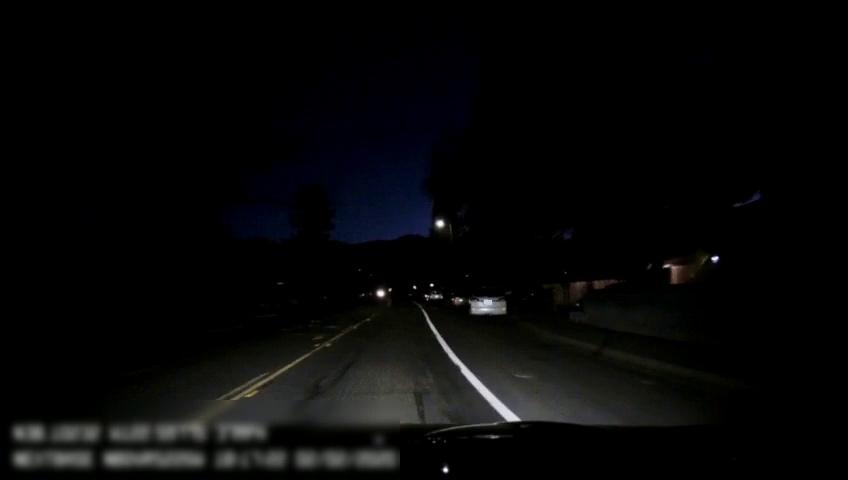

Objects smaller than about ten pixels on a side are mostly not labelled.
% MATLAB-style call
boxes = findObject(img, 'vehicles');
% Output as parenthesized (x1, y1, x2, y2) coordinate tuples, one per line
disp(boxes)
(428, 290, 445, 307)
(449, 291, 468, 313)
(468, 285, 509, 322)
